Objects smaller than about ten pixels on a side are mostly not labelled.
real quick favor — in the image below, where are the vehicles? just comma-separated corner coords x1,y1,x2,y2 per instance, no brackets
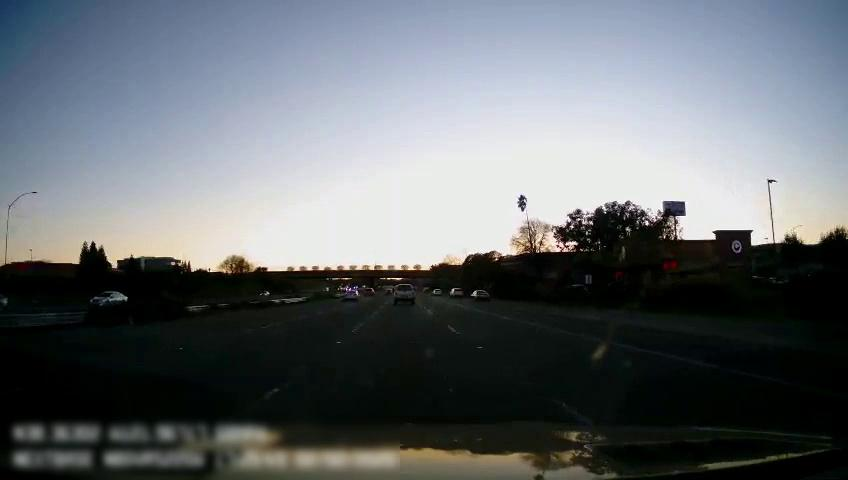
260,291,271,298
393,283,417,305
344,290,358,302
362,287,374,297
449,288,463,298
89,291,128,307
470,290,488,301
